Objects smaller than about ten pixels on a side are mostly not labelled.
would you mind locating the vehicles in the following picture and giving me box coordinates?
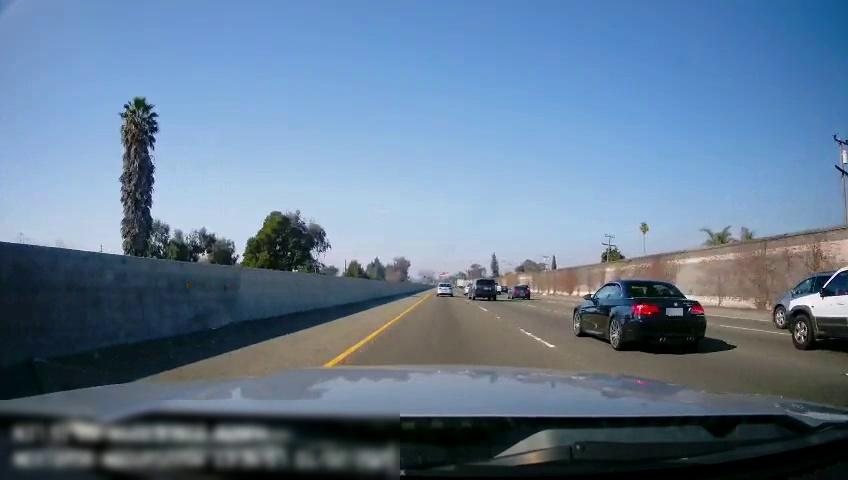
[771,272,836,330]
[464,285,470,295]
[495,282,502,295]
[785,265,848,351]
[572,279,706,352]
[507,285,530,299]
[436,282,453,297]
[468,279,497,301]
